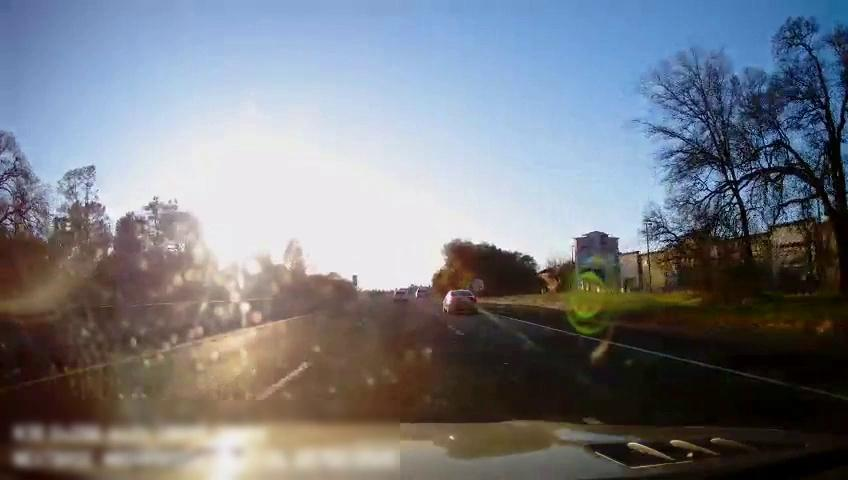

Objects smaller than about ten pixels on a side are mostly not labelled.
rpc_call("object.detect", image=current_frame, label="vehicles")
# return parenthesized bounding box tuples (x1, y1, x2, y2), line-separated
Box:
(442, 289, 478, 316)
(392, 289, 409, 303)
(415, 286, 430, 298)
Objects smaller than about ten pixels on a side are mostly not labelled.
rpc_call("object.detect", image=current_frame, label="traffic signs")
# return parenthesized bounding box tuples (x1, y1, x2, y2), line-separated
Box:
(352, 274, 357, 285)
